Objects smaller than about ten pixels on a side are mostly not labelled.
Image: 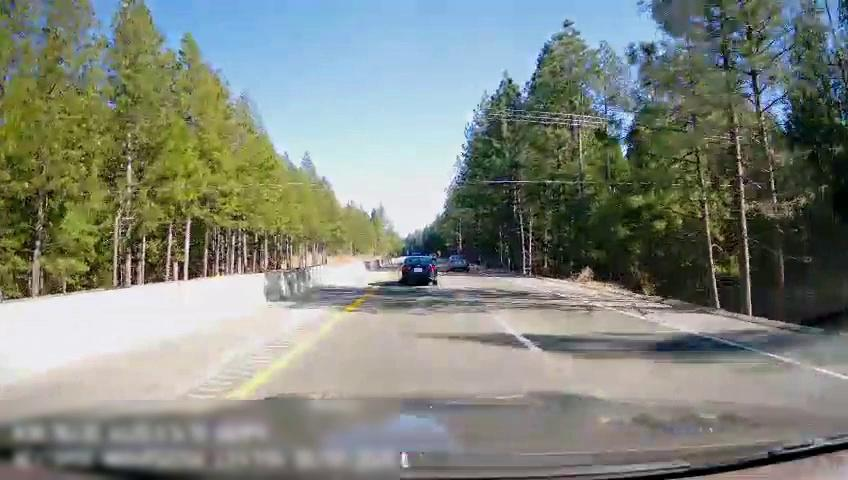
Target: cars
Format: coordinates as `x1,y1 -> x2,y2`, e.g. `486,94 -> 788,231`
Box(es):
399,255 -> 438,287
447,255 -> 470,273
